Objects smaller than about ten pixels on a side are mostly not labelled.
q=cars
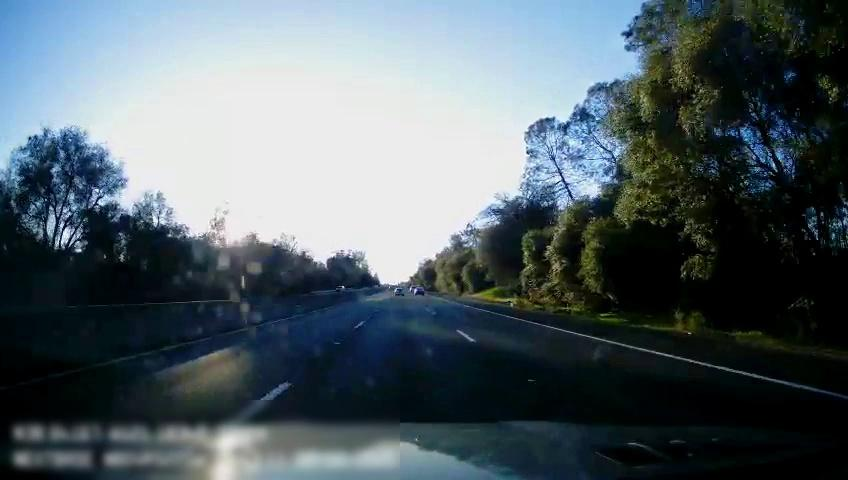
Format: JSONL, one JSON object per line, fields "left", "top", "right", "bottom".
{"left": 335, "top": 286, "right": 346, "bottom": 292}
{"left": 413, "top": 287, "right": 424, "bottom": 297}
{"left": 393, "top": 287, "right": 406, "bottom": 297}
